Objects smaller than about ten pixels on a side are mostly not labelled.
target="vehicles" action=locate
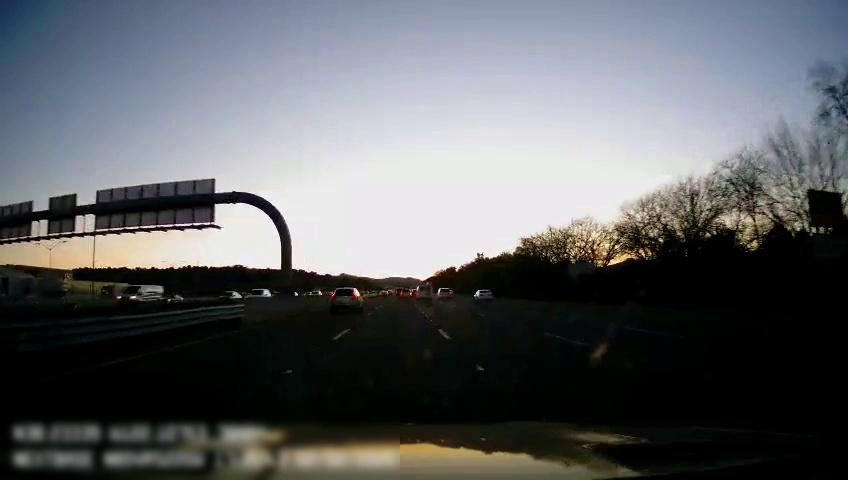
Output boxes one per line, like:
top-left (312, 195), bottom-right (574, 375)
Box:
top-left (218, 290), bottom-right (242, 301)
top-left (473, 289), bottom-right (492, 302)
top-left (399, 288), bottom-right (413, 298)
top-left (331, 287), bottom-right (364, 310)
top-left (414, 285), bottom-right (432, 301)
top-left (115, 283), bottom-right (163, 301)
top-left (436, 287), bottom-right (454, 302)
top-left (310, 290), bottom-right (323, 296)
top-left (167, 294), bottom-right (184, 302)
top-left (244, 288), bottom-right (272, 298)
